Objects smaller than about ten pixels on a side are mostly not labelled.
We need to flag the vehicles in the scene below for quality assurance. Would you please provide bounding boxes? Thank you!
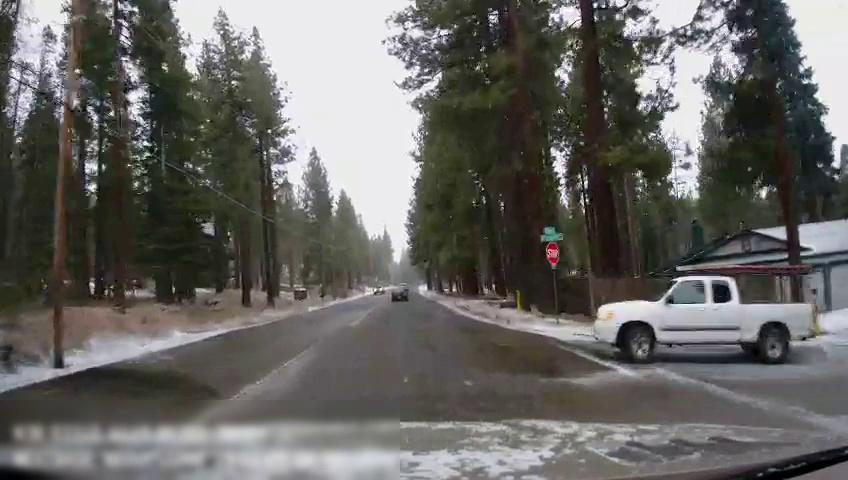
[591,275,816,365]
[390,286,409,303]
[373,284,384,295]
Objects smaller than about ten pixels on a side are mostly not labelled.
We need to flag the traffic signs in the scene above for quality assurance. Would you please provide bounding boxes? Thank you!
[542,234,565,241]
[547,242,559,266]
